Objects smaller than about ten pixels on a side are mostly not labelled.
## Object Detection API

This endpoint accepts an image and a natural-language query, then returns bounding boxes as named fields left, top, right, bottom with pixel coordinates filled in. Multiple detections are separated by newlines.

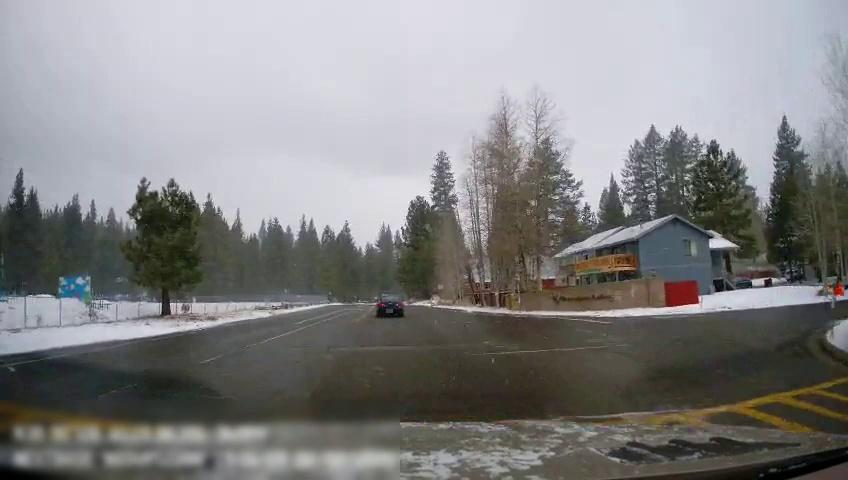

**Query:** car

left=374, top=293, right=404, bottom=318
